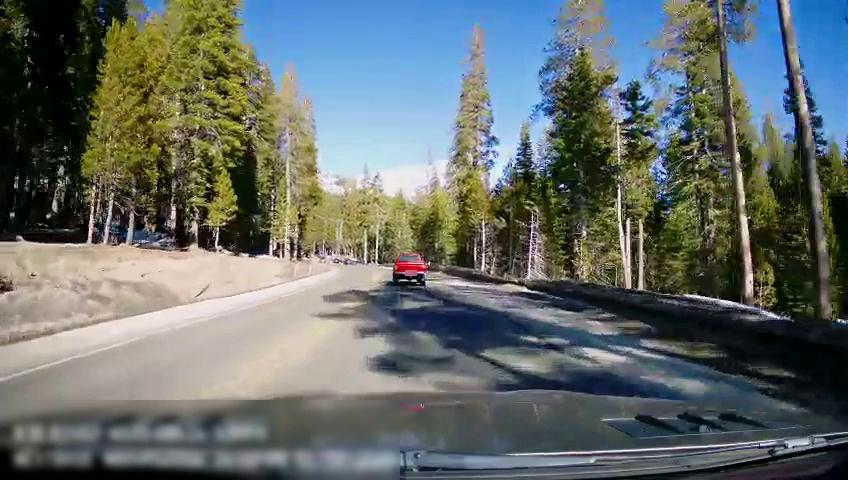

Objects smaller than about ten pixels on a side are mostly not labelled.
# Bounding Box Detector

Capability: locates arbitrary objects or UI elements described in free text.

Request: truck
[392,252,427,285]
